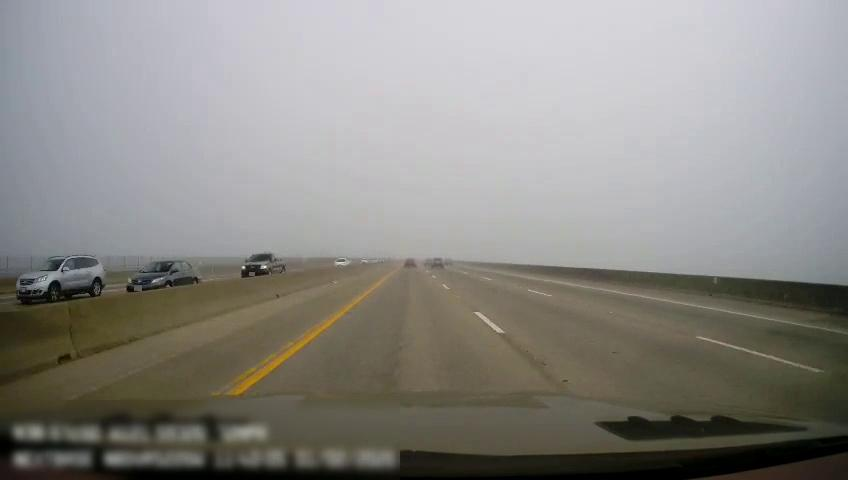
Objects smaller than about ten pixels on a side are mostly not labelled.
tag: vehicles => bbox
[333,257,351,267]
[239,252,287,279]
[403,258,417,268]
[430,257,444,269]
[125,257,204,295]
[423,257,433,267]
[14,254,107,305]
